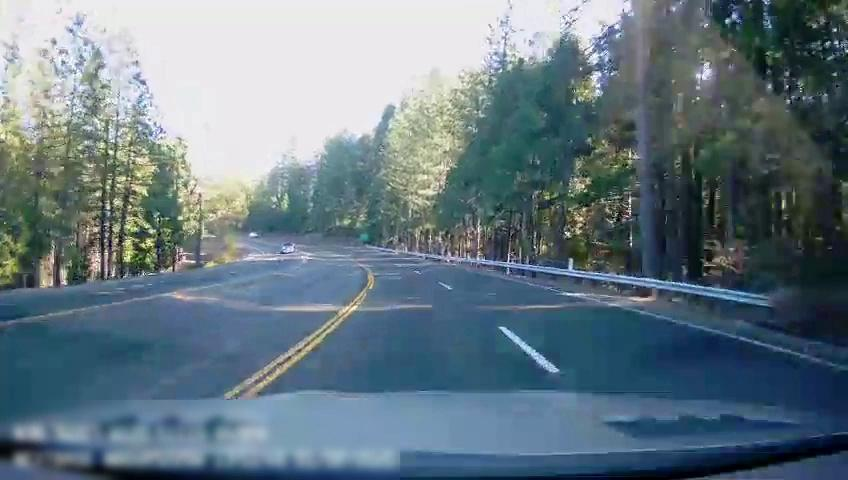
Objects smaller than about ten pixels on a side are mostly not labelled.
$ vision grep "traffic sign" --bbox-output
[359,233,374,241]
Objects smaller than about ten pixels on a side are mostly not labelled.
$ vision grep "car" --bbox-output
[279,240,296,254]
